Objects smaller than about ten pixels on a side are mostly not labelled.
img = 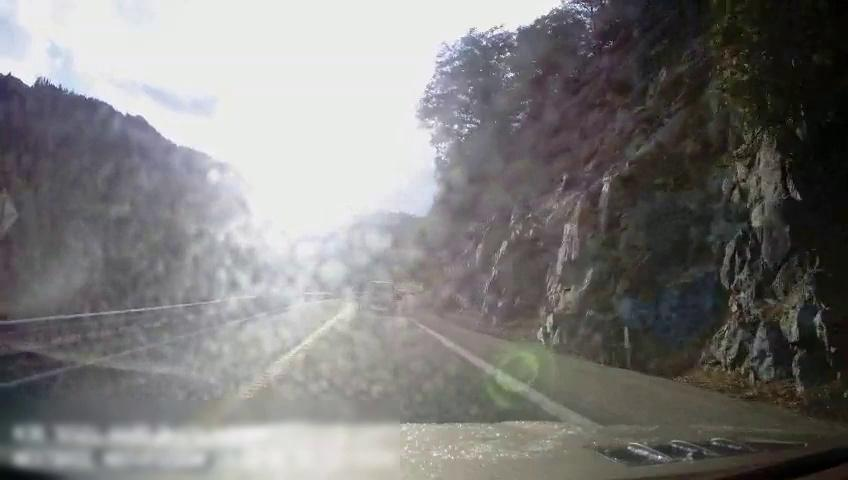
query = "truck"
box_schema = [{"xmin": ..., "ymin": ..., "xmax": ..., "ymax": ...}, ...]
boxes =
[{"xmin": 361, "ymin": 280, "xmax": 397, "ymax": 312}]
